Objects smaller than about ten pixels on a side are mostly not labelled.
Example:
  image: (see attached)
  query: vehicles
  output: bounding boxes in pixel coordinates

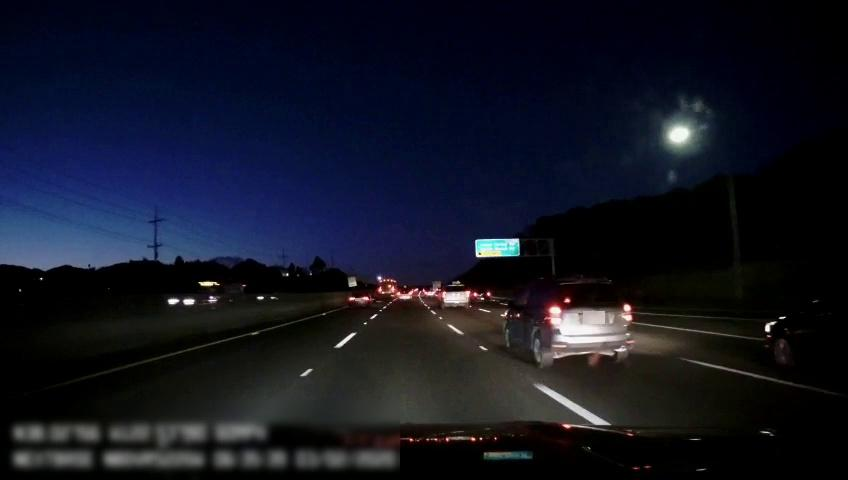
[423,288,434,297]
[398,287,415,301]
[255,291,281,306]
[346,289,373,310]
[375,278,399,301]
[194,284,247,310]
[759,288,848,373]
[470,288,492,304]
[501,274,634,371]
[436,284,471,311]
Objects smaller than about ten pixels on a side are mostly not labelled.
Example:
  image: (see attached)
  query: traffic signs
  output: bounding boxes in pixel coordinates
[475,238,520,258]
